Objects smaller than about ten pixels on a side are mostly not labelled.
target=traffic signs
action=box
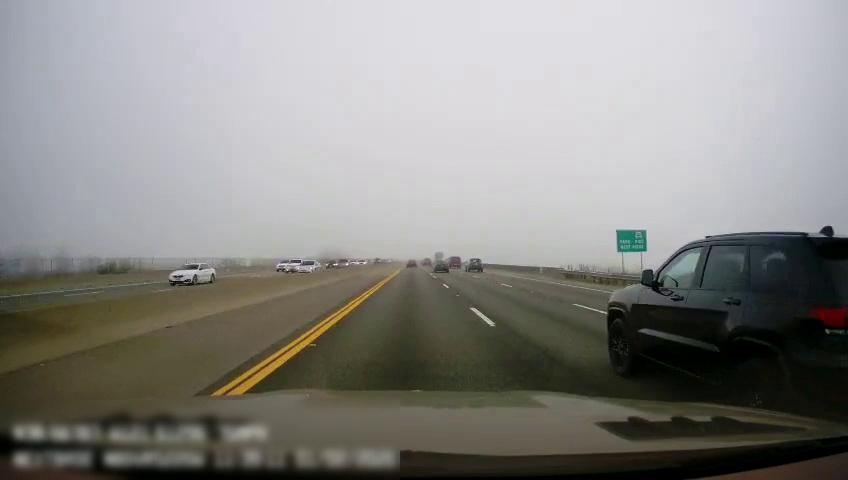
[615,228,649,253]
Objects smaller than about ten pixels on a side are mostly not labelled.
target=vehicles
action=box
[296,260,322,274]
[275,259,293,273]
[421,258,432,267]
[432,251,445,263]
[355,259,370,266]
[333,258,352,270]
[446,255,463,270]
[283,258,306,274]
[167,263,217,287]
[464,258,484,273]
[604,225,848,425]
[433,260,451,274]
[406,259,417,268]
[324,259,340,269]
